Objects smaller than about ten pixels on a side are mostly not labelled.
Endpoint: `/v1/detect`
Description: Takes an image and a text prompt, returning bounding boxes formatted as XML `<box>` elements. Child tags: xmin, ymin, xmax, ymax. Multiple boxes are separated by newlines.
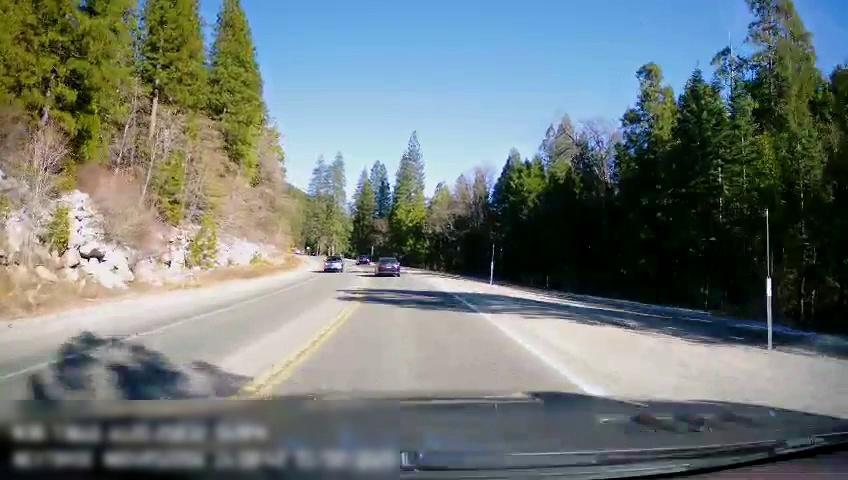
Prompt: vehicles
<box><xmin>323</xmin><ymin>255</ymin><xmax>344</xmax><ymax>273</ymax></box>
<box><xmin>355</xmin><ymin>254</ymin><xmax>371</xmax><ymax>266</ymax></box>
<box><xmin>375</xmin><ymin>257</ymin><xmax>401</xmax><ymax>278</ymax></box>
